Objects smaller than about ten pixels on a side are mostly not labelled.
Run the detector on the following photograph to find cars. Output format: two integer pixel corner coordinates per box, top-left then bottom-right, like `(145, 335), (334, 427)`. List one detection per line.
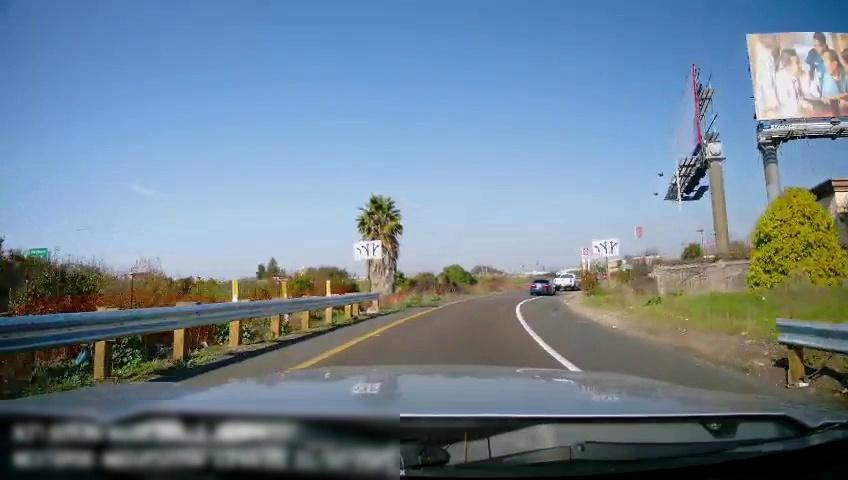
(529, 279), (557, 296)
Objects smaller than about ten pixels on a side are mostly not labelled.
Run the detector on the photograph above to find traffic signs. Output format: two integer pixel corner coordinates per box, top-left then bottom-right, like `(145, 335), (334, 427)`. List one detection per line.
(593, 240), (620, 257)
(354, 240), (383, 259)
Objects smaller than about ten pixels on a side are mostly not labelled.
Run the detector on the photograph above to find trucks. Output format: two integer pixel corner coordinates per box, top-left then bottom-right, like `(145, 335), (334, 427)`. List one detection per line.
(553, 273), (582, 292)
